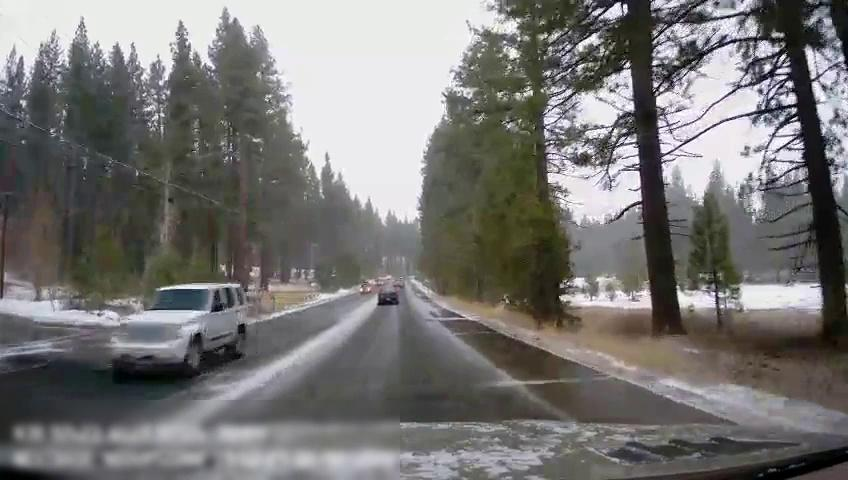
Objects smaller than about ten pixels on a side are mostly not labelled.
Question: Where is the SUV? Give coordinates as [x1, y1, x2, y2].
[109, 281, 249, 381]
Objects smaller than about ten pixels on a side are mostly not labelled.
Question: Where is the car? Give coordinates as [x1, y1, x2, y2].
[377, 291, 399, 306]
